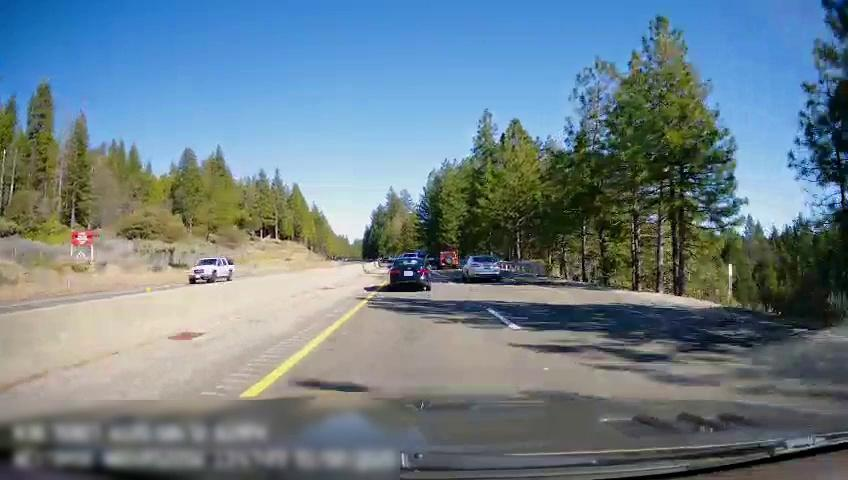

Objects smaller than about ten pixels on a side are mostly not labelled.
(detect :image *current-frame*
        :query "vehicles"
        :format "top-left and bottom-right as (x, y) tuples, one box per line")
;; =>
(439, 251), (458, 270)
(189, 256), (235, 284)
(385, 258), (430, 292)
(396, 252), (419, 259)
(462, 255), (499, 283)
